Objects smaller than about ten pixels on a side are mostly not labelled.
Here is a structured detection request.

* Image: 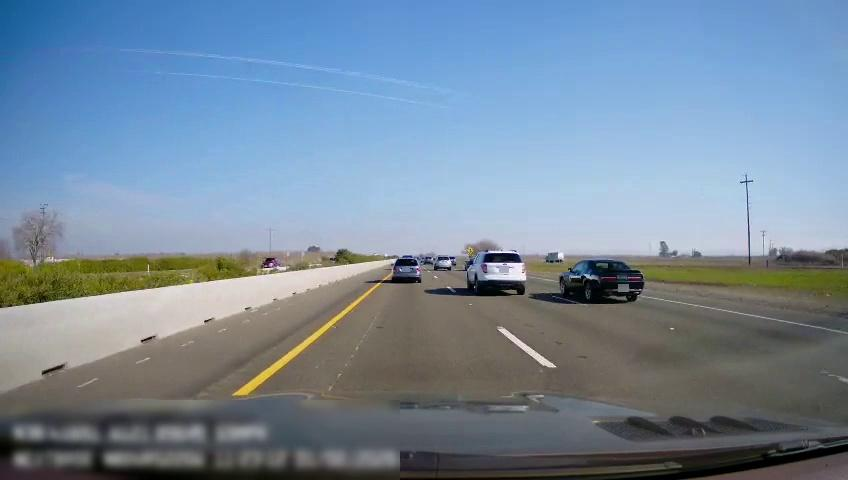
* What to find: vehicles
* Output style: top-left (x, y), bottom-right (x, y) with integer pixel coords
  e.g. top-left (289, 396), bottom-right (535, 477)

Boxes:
top-left (466, 249), bottom-right (527, 296)
top-left (558, 260), bottom-right (646, 304)
top-left (260, 257), bottom-right (281, 268)
top-left (464, 258), bottom-right (474, 270)
top-left (449, 255), bottom-right (459, 267)
top-left (434, 255), bottom-right (454, 271)
top-left (391, 257), bottom-right (422, 284)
